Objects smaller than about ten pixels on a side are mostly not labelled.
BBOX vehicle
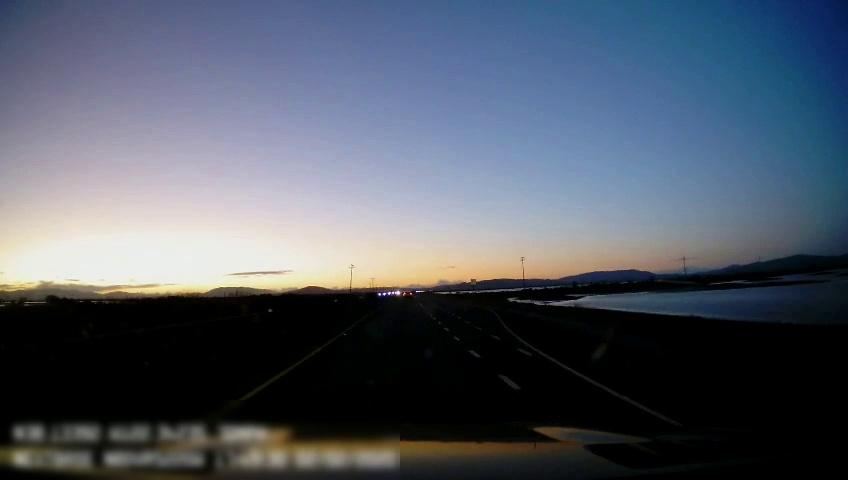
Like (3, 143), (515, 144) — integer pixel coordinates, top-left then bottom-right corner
(402, 290), (413, 298)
